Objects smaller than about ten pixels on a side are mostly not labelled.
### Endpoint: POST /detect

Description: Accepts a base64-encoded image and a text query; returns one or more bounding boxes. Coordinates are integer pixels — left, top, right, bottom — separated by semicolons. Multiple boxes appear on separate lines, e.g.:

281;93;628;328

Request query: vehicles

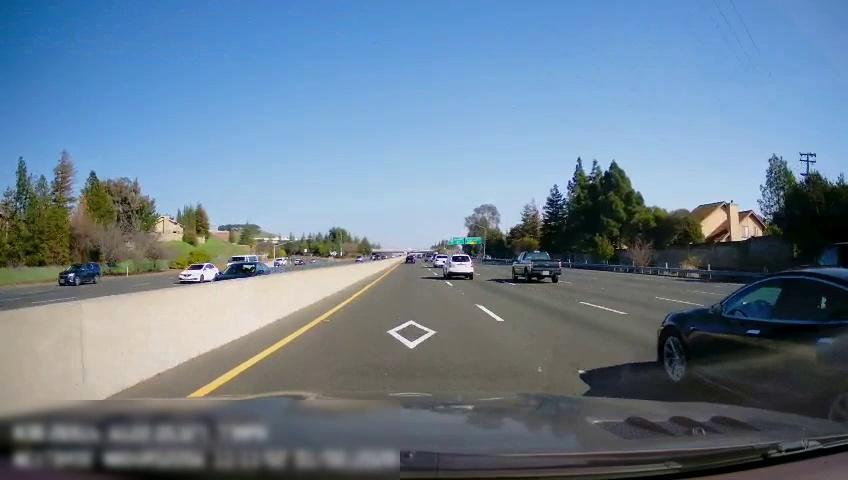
404;254;418;266
512;250;563;284
433;256;449;270
815;243;848;267
656;267;848;426
442;254;475;280
58;263;101;287
225;255;259;265
293;258;306;267
272;257;288;266
354;255;364;263
177;263;218;285
213;262;273;282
